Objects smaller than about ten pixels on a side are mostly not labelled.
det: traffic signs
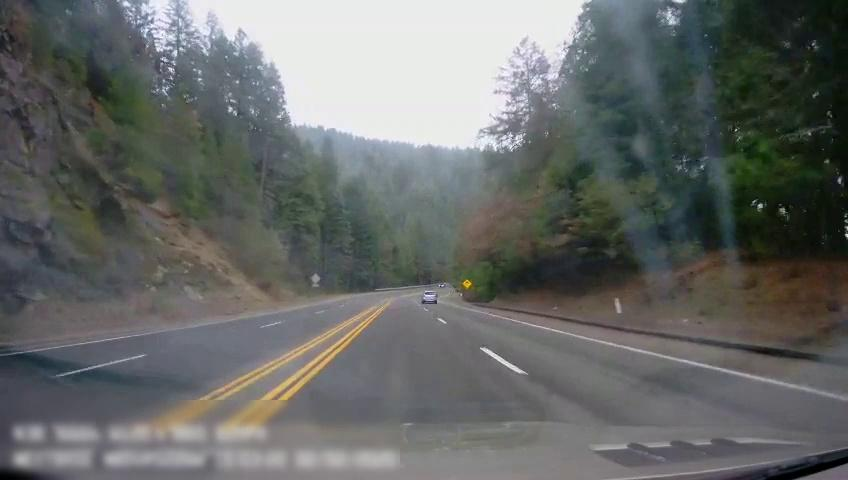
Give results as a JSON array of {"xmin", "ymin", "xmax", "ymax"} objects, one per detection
[
  {"xmin": 462, "ymin": 279, "xmax": 471, "ymax": 290},
  {"xmin": 309, "ymin": 273, "xmax": 320, "ymax": 284}
]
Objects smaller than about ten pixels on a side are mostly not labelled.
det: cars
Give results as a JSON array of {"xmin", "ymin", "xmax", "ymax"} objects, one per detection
[{"xmin": 422, "ymin": 290, "xmax": 438, "ymax": 304}]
